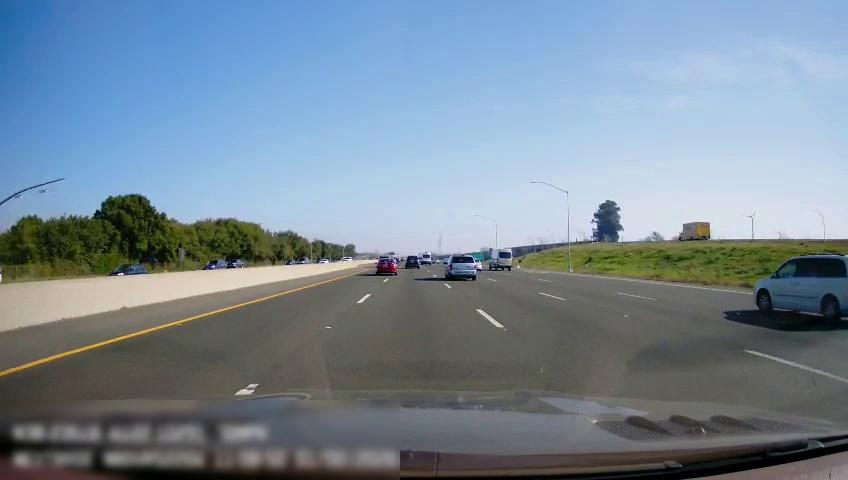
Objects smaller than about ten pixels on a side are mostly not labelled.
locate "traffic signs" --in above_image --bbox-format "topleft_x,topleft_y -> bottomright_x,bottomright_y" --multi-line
472,253 -> 485,261
178,247 -> 185,261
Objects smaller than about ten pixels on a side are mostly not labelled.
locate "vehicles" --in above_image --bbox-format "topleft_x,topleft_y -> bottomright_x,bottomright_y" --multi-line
751,253 -> 848,326
487,247 -> 513,271
295,255 -> 311,265
443,254 -> 477,281
318,258 -> 330,264
475,259 -> 483,272
404,255 -> 420,270
285,258 -> 299,266
421,252 -> 432,266
203,257 -> 230,270
228,258 -> 246,269
374,258 -> 399,277
678,220 -> 712,242
378,256 -> 390,260
106,263 -> 150,277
